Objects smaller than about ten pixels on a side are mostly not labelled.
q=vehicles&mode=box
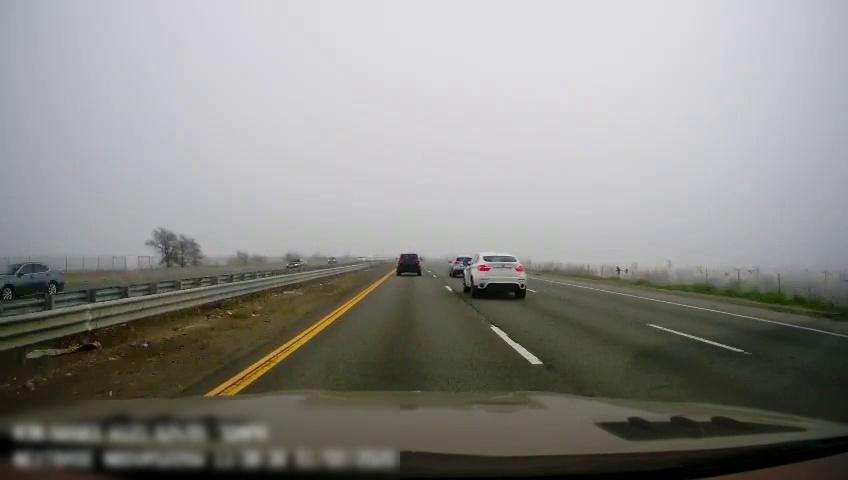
[395,253,423,277]
[326,256,338,265]
[0,260,66,302]
[284,257,309,270]
[447,256,475,278]
[462,252,528,299]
